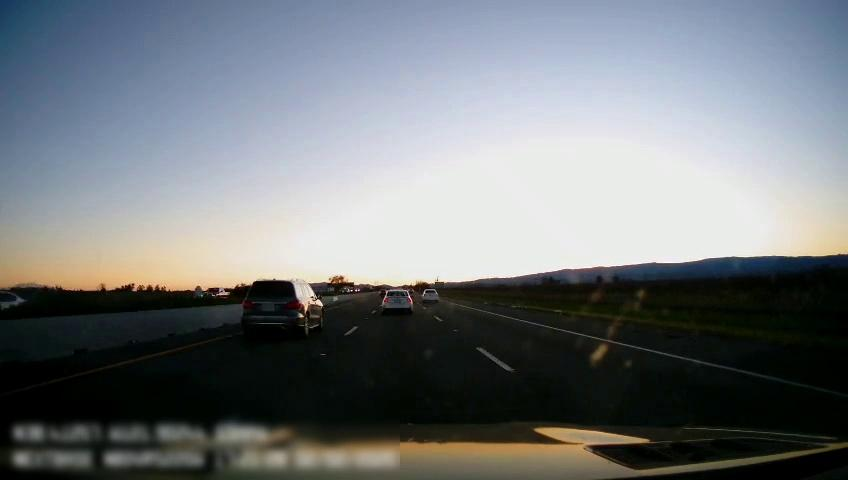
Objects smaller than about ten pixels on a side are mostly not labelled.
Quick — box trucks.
[202,286,231,300]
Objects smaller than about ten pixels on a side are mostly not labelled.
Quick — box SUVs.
[240,279,326,339]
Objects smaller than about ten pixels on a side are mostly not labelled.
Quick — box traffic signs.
[434,281,445,289]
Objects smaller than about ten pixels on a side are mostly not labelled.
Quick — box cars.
[380,290,413,315]
[420,289,438,303]
[0,290,28,314]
